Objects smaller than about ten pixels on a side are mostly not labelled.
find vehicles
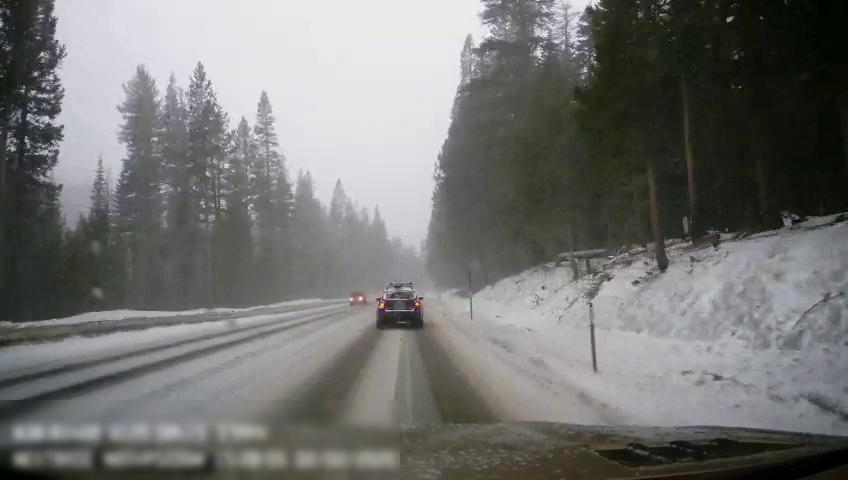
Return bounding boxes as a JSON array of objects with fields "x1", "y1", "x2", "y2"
[
  {"x1": 349, "y1": 291, "x2": 367, "y2": 306},
  {"x1": 375, "y1": 281, "x2": 425, "y2": 328}
]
